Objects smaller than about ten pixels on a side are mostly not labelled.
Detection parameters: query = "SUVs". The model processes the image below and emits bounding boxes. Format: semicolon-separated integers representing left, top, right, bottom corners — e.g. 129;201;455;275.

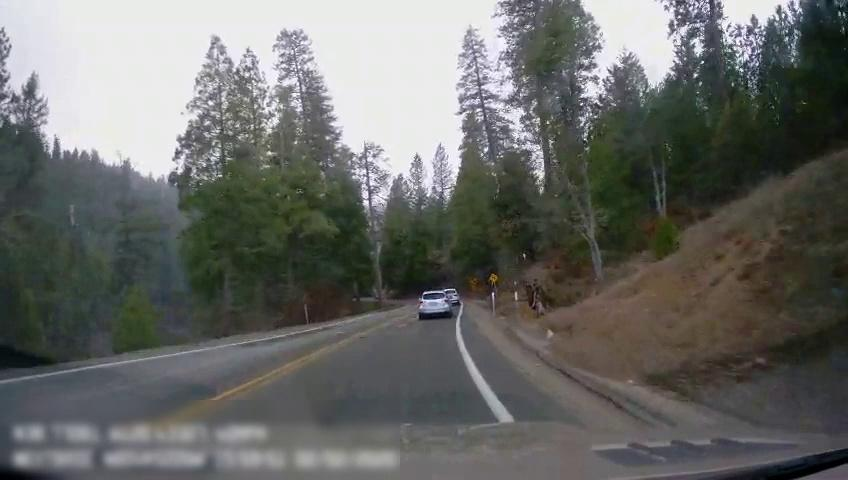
443;289;460;305
418;291;453;319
